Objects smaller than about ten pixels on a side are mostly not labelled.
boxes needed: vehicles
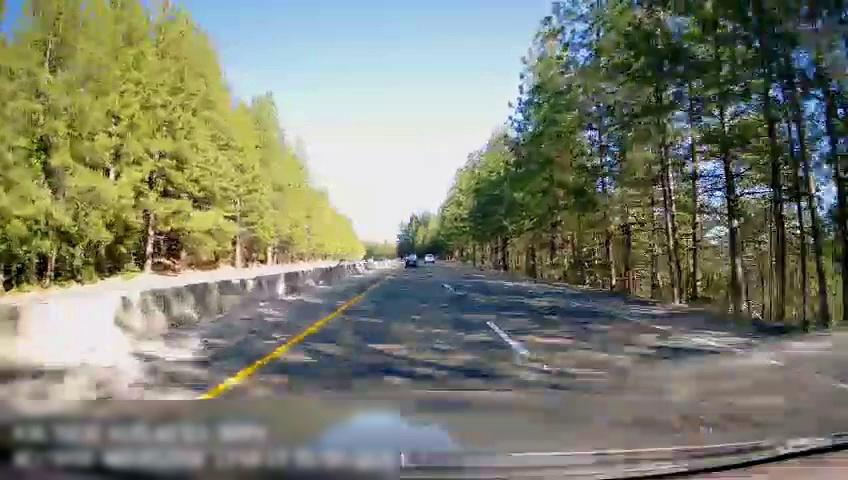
[423,254,435,264]
[404,258,417,268]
